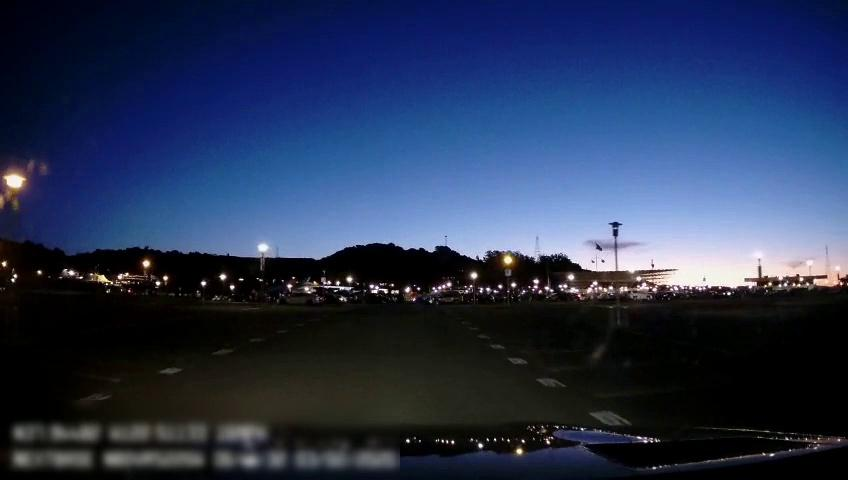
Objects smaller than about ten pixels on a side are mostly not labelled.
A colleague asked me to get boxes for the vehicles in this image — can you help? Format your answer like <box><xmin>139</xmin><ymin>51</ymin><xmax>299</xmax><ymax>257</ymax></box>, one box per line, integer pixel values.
<box><xmin>629</xmin><ymin>290</ymin><xmax>653</xmax><ymax>301</ymax></box>
<box><xmin>276</xmin><ymin>291</ymin><xmax>319</xmax><ymax>305</ymax></box>
<box><xmin>318</xmin><ymin>293</ymin><xmax>343</xmax><ymax>304</ymax></box>
<box><xmin>429</xmin><ymin>290</ymin><xmax>464</xmax><ymax>306</ymax></box>
<box><xmin>552</xmin><ymin>293</ymin><xmax>579</xmax><ymax>302</ymax></box>
<box><xmin>362</xmin><ymin>292</ymin><xmax>398</xmax><ymax>305</ymax></box>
